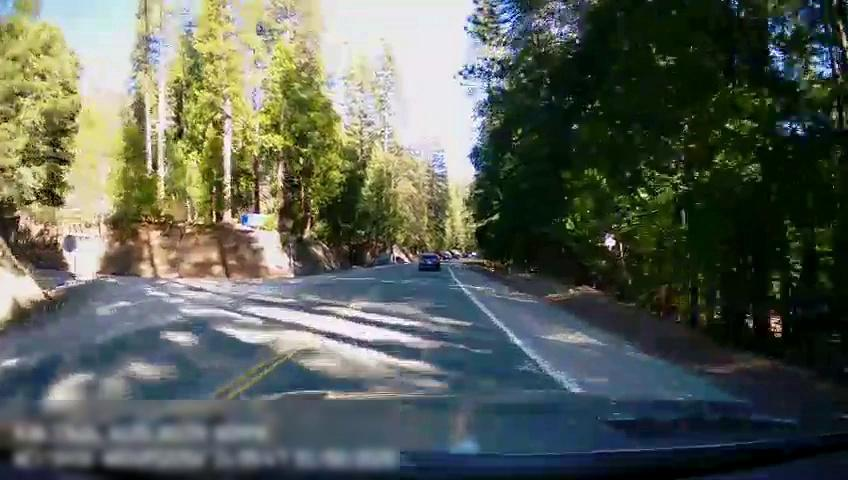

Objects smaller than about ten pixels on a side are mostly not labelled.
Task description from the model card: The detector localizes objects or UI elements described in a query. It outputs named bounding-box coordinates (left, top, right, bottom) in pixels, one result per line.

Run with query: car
left=418, top=254, right=441, bottom=272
